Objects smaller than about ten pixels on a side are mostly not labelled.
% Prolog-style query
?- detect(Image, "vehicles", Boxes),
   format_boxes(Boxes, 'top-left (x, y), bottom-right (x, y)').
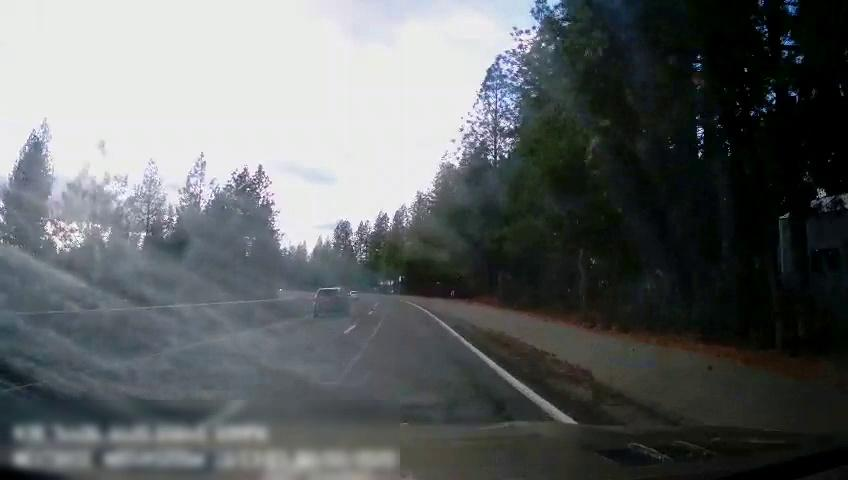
top-left (312, 289), bottom-right (349, 319)
top-left (349, 290), bottom-right (361, 300)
